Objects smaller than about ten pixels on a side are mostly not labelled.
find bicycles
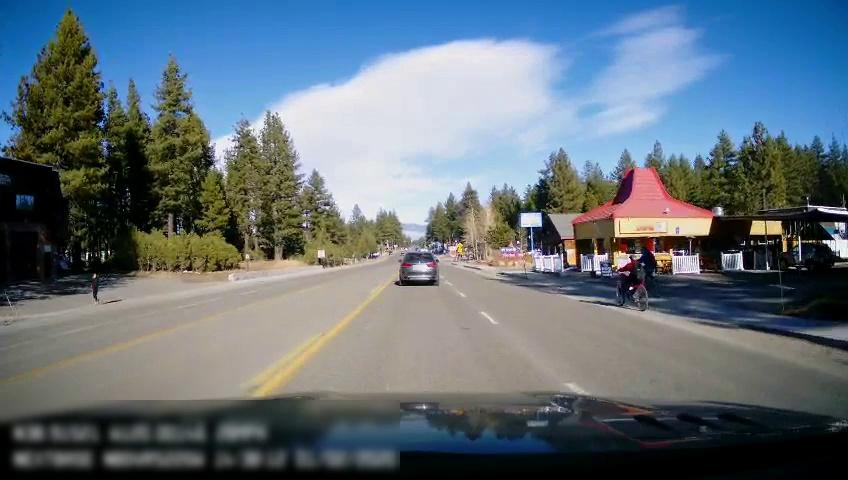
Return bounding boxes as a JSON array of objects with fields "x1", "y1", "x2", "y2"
[{"x1": 613, "y1": 254, "x2": 649, "y2": 309}]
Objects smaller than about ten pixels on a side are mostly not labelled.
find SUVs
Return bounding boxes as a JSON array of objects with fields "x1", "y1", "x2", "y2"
[
  {"x1": 399, "y1": 252, "x2": 438, "y2": 286},
  {"x1": 780, "y1": 241, "x2": 833, "y2": 269}
]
